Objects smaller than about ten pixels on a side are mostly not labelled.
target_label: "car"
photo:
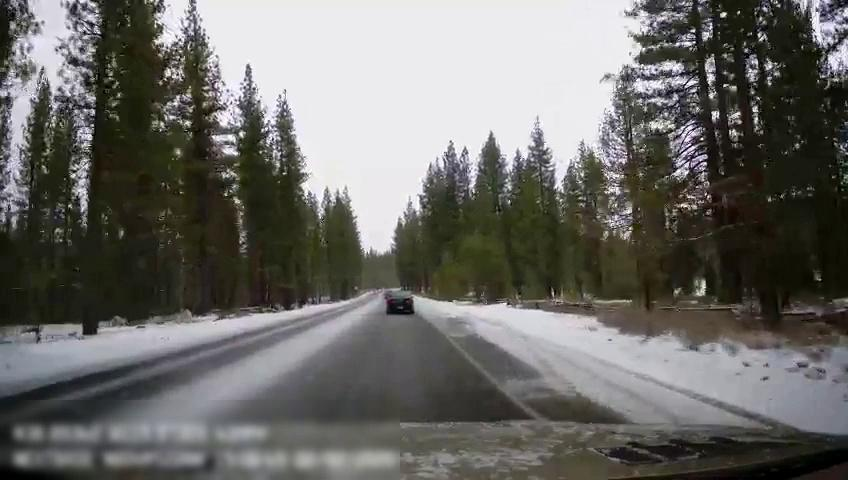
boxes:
[385,290,414,315]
